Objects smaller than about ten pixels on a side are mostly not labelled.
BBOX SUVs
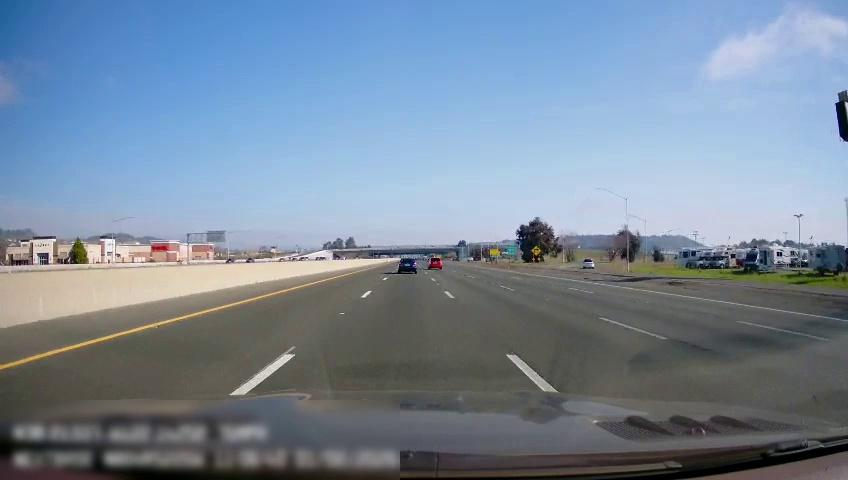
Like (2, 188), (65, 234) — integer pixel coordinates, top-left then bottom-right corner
(582, 258), (596, 269)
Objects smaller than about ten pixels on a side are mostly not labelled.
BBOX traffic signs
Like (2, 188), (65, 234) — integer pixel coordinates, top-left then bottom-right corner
(531, 245), (541, 256)
(489, 248), (501, 258)
(506, 246), (518, 256)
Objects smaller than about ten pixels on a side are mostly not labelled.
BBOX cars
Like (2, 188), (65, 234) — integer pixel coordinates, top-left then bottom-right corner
(427, 259), (443, 270)
(397, 259), (417, 274)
